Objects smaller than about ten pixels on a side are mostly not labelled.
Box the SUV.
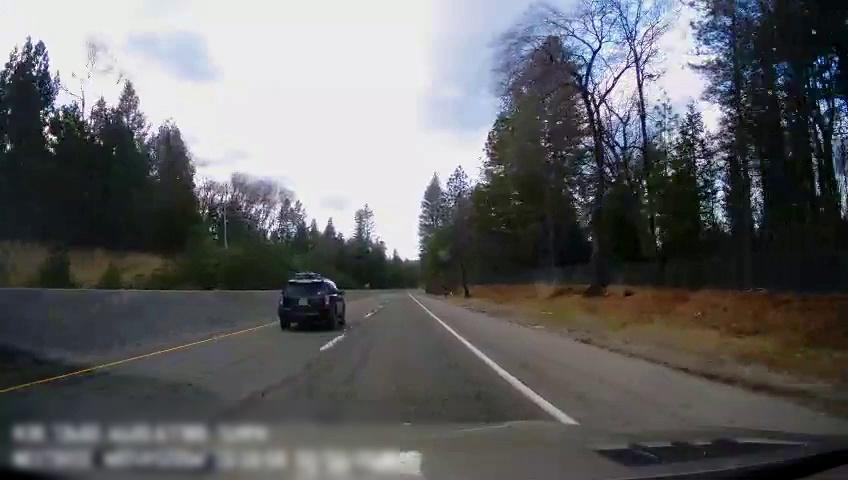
[277,278,346,331]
